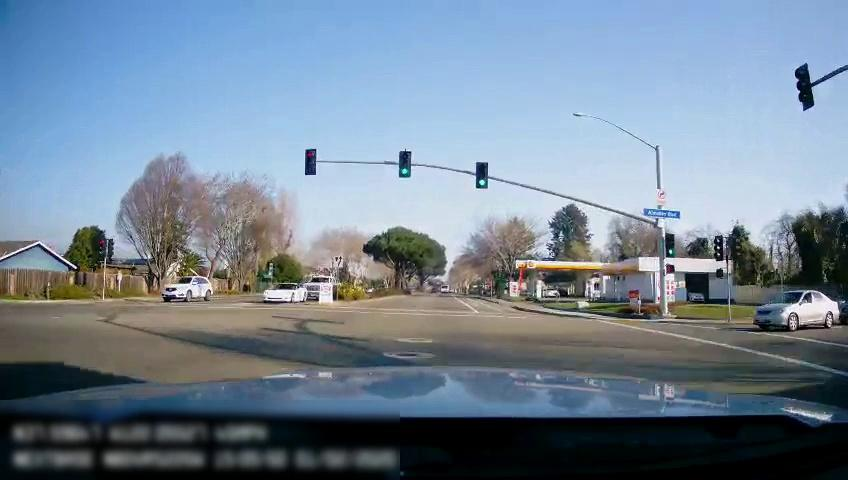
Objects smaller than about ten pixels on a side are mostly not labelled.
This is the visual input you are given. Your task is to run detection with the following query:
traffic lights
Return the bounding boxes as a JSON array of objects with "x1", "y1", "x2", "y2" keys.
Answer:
[
  {"x1": 305, "y1": 148, "x2": 317, "y2": 176},
  {"x1": 399, "y1": 150, "x2": 412, "y2": 178},
  {"x1": 665, "y1": 232, "x2": 676, "y2": 257},
  {"x1": 727, "y1": 237, "x2": 737, "y2": 259},
  {"x1": 98, "y1": 240, "x2": 106, "y2": 258},
  {"x1": 475, "y1": 161, "x2": 489, "y2": 189},
  {"x1": 713, "y1": 235, "x2": 724, "y2": 261},
  {"x1": 107, "y1": 238, "x2": 115, "y2": 257},
  {"x1": 794, "y1": 62, "x2": 815, "y2": 111}
]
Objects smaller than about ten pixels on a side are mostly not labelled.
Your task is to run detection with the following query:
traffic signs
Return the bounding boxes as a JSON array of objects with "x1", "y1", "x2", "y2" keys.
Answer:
[
  {"x1": 335, "y1": 255, "x2": 344, "y2": 269},
  {"x1": 644, "y1": 208, "x2": 680, "y2": 219},
  {"x1": 657, "y1": 192, "x2": 666, "y2": 206}
]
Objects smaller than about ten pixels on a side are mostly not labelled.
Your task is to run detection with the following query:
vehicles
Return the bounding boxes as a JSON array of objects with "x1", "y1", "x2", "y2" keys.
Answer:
[
  {"x1": 542, "y1": 288, "x2": 559, "y2": 297},
  {"x1": 264, "y1": 283, "x2": 307, "y2": 303},
  {"x1": 752, "y1": 290, "x2": 840, "y2": 333},
  {"x1": 161, "y1": 276, "x2": 211, "y2": 302},
  {"x1": 303, "y1": 276, "x2": 338, "y2": 298},
  {"x1": 838, "y1": 301, "x2": 848, "y2": 325}
]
